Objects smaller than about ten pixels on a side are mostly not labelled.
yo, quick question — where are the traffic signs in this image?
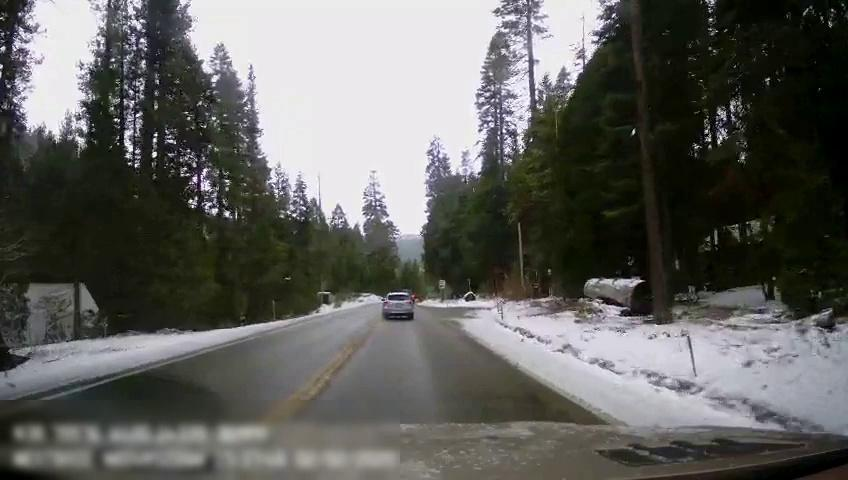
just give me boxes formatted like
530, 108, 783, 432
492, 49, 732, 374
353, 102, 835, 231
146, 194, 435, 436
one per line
438, 279, 446, 290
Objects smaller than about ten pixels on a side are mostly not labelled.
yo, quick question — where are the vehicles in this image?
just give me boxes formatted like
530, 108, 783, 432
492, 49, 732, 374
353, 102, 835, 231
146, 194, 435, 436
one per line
381, 291, 415, 320
395, 288, 416, 304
